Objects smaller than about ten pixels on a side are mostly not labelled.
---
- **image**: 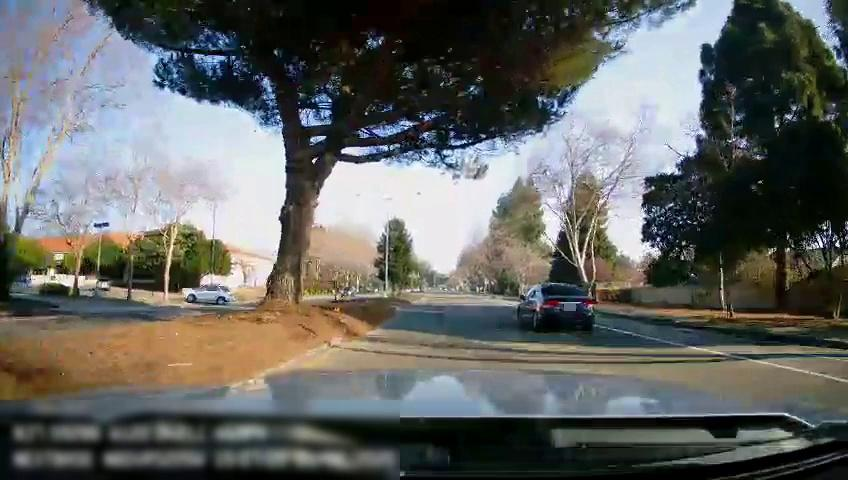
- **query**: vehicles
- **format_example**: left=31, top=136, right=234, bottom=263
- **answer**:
left=340, top=286, right=356, bottom=298
left=516, top=282, right=595, bottom=333
left=184, top=283, right=233, bottom=307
